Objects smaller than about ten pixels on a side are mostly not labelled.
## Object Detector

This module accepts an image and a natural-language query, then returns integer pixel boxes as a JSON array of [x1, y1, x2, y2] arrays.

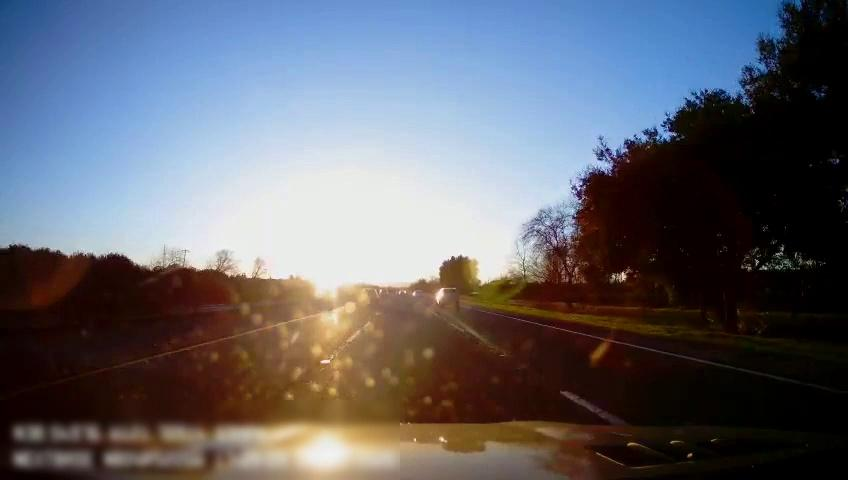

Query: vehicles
[[355, 288, 381, 309], [436, 286, 461, 308]]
